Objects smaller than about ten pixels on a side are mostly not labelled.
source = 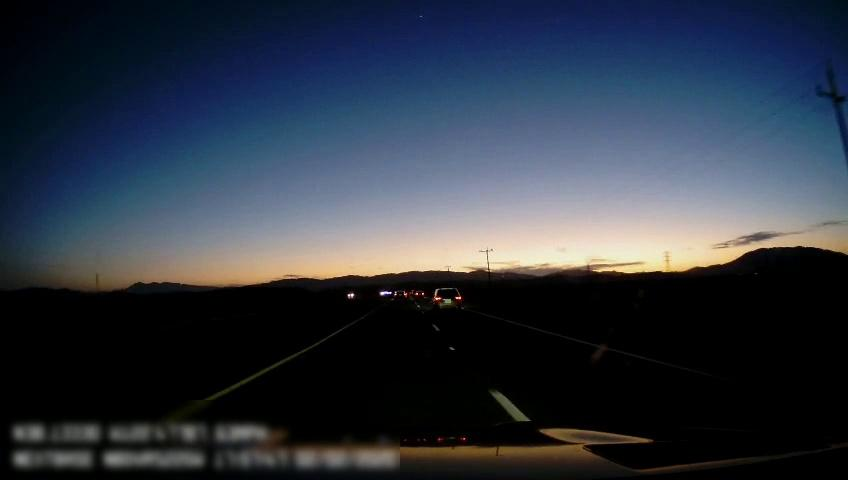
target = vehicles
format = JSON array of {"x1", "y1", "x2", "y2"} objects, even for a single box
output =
[
  {"x1": 394, "y1": 290, "x2": 408, "y2": 301},
  {"x1": 414, "y1": 289, "x2": 426, "y2": 299},
  {"x1": 432, "y1": 287, "x2": 463, "y2": 312}
]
